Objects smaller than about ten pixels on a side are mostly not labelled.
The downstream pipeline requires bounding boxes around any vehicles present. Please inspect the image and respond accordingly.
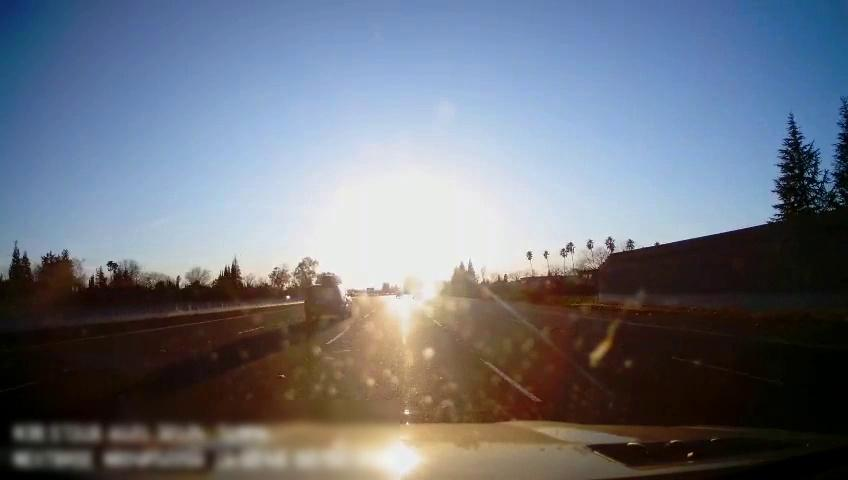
[395,290,403,297]
[304,275,353,322]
